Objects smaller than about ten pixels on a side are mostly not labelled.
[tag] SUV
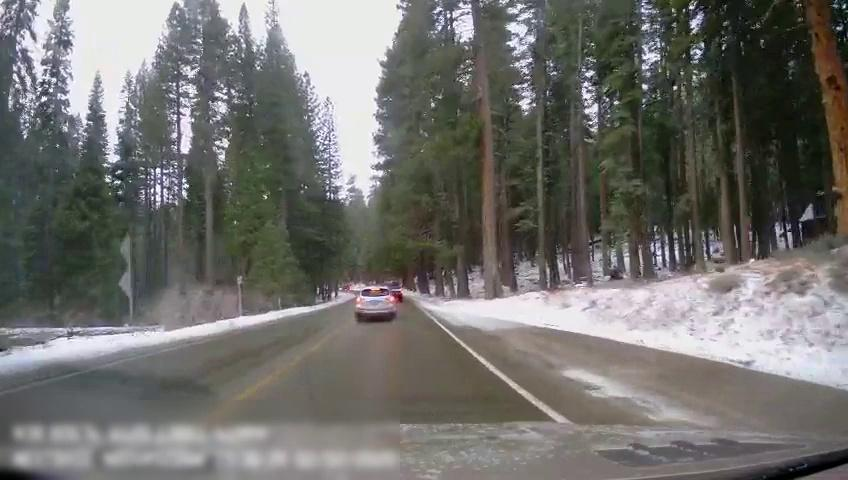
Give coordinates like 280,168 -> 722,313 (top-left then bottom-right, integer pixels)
353,286 -> 397,323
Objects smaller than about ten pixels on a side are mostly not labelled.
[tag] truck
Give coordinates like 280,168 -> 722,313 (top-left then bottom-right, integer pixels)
383,284 -> 404,303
